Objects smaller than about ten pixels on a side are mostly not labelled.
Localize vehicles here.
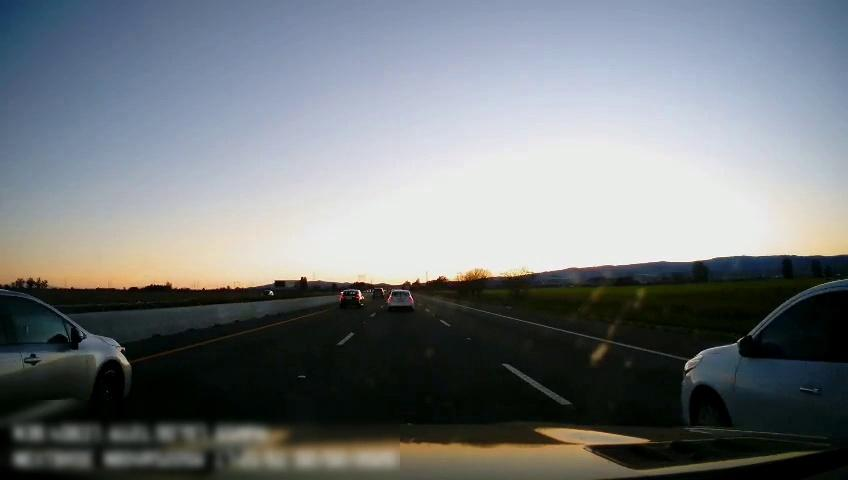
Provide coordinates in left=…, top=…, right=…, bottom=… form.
left=339, top=288, right=364, bottom=309
left=678, top=277, right=848, bottom=435
left=261, top=289, right=275, bottom=296
left=387, top=289, right=415, bottom=312
left=372, top=289, right=386, bottom=301
left=0, top=288, right=133, bottom=429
